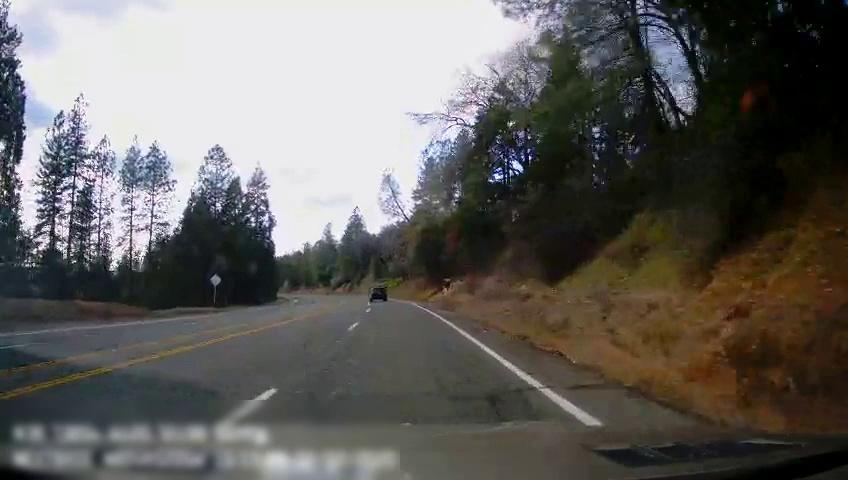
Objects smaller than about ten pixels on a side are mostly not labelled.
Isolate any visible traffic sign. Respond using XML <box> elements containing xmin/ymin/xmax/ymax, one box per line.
<box><xmin>210</xmin><ymin>272</ymin><xmax>221</xmax><ymax>286</ymax></box>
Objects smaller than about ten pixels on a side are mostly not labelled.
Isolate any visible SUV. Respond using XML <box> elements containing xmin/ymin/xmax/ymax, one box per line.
<box><xmin>369</xmin><ymin>287</ymin><xmax>387</xmax><ymax>303</ymax></box>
